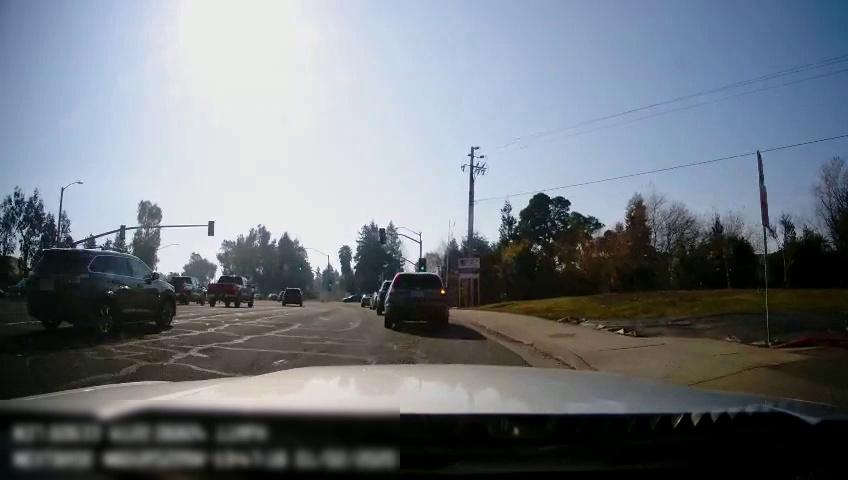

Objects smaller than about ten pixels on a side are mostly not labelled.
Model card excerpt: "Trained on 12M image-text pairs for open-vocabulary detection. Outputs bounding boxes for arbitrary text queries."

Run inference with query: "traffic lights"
[417,258,426,274]
[118,223,126,242]
[379,227,387,244]
[207,220,214,236]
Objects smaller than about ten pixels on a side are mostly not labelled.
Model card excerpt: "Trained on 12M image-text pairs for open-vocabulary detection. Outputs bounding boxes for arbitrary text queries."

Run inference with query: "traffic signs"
[457,256,481,270]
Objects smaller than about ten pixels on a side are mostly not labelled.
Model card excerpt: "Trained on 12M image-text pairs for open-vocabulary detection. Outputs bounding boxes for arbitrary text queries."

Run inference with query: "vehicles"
[340,294,360,303]
[21,248,177,343]
[368,291,378,312]
[383,271,448,331]
[171,275,208,305]
[377,278,393,316]
[281,287,304,307]
[207,274,256,308]
[360,293,370,307]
